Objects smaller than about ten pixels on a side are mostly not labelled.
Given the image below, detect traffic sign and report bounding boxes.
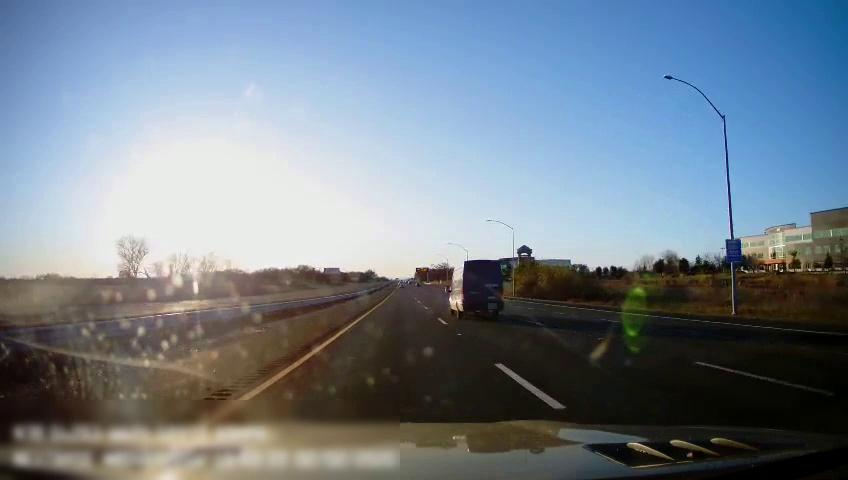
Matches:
[727,238,744,263]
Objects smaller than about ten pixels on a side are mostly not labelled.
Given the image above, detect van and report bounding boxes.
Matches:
[445,260,505,322]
